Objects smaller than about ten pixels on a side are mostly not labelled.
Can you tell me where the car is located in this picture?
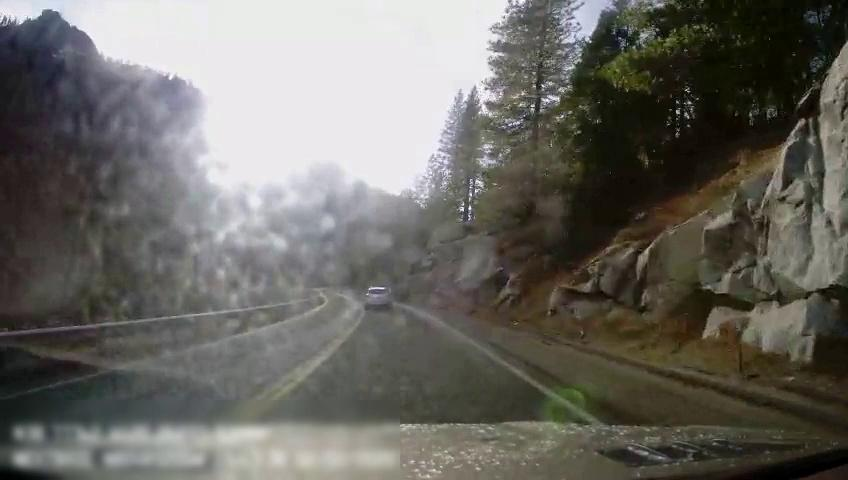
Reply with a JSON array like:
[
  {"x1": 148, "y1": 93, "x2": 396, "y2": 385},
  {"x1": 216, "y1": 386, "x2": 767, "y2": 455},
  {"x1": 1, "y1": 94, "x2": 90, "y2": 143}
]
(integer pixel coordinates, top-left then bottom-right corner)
[{"x1": 364, "y1": 286, "x2": 392, "y2": 311}]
